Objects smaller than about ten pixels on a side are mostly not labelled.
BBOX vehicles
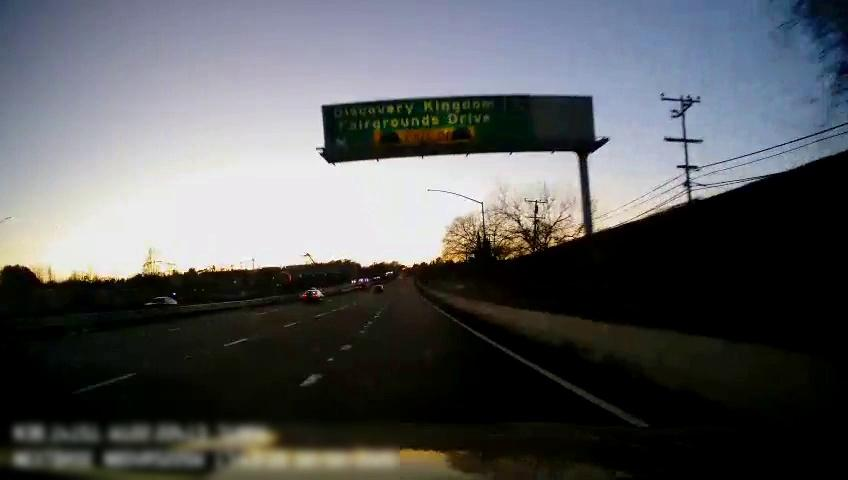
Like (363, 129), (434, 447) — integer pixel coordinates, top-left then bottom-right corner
(144, 296), (178, 307)
(302, 289), (326, 305)
(373, 284), (384, 294)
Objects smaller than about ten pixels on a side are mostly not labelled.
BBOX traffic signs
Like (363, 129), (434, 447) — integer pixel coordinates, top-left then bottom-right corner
(322, 95), (538, 155)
